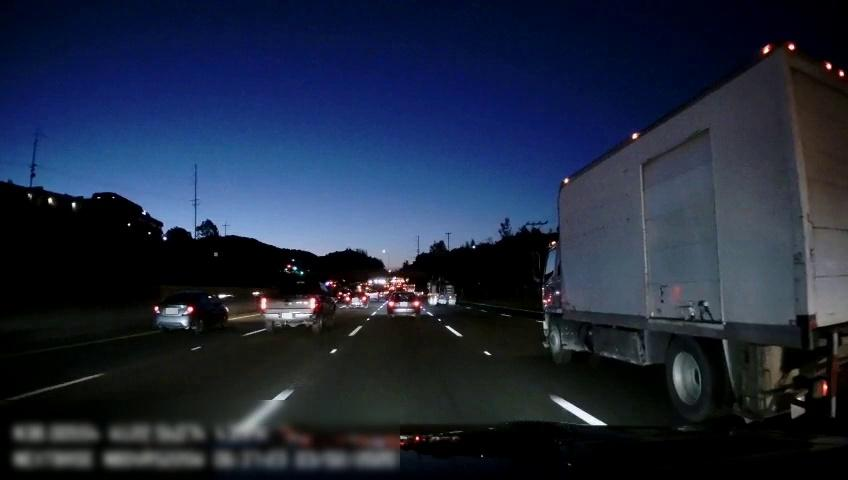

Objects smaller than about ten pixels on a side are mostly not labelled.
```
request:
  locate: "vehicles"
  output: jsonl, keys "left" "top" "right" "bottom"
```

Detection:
{"left": 528, "top": 36, "right": 848, "bottom": 425}
{"left": 347, "top": 292, "right": 369, "bottom": 311}
{"left": 425, "top": 281, "right": 456, "bottom": 308}
{"left": 385, "top": 291, "right": 423, "bottom": 322}
{"left": 154, "top": 290, "right": 231, "bottom": 336}
{"left": 262, "top": 284, "right": 338, "bottom": 330}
